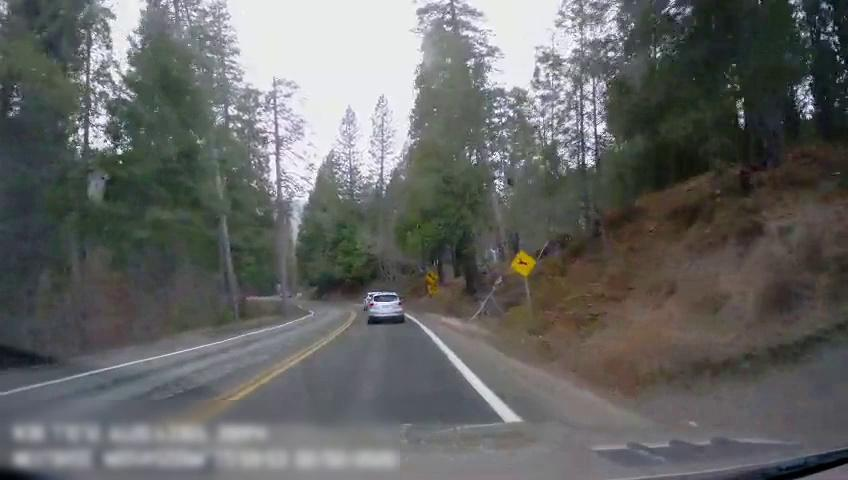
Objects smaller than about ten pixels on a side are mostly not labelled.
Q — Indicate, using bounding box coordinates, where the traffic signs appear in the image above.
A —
[425,271,439,285]
[428,286,439,295]
[511,250,536,277]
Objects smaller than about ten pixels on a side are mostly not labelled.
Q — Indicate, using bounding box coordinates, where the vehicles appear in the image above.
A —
[368,292,404,324]
[363,292,375,311]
